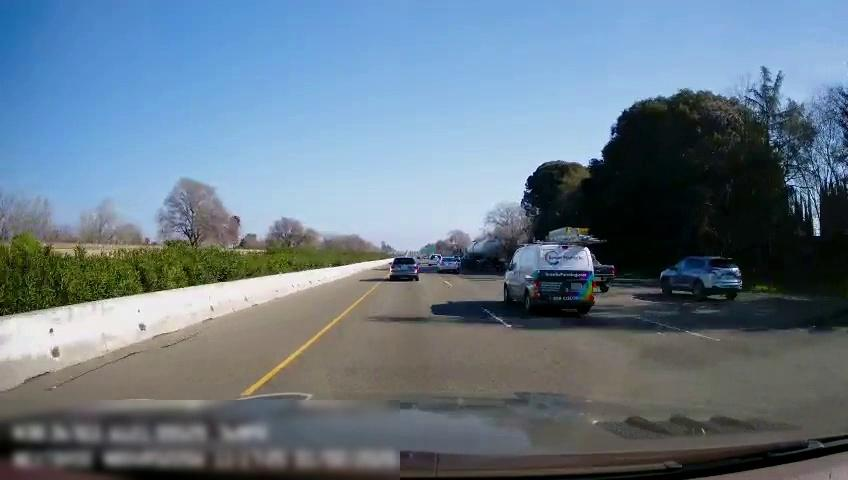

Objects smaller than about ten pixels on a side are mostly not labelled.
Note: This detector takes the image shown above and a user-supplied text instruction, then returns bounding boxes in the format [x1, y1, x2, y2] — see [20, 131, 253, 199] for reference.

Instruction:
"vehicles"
[427, 255, 441, 267]
[502, 243, 596, 316]
[461, 239, 507, 271]
[591, 255, 615, 293]
[659, 255, 743, 301]
[438, 257, 459, 274]
[388, 257, 420, 282]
